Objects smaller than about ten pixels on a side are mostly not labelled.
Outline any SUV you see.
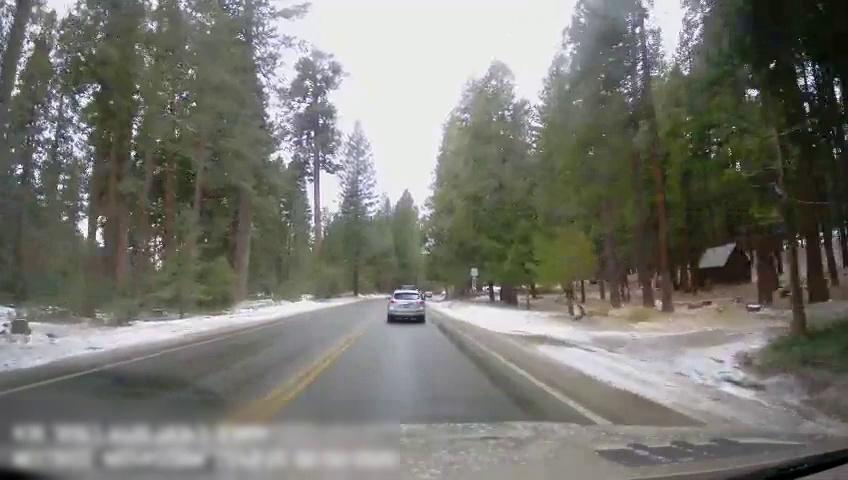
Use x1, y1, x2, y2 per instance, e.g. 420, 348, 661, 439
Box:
388, 289, 425, 323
